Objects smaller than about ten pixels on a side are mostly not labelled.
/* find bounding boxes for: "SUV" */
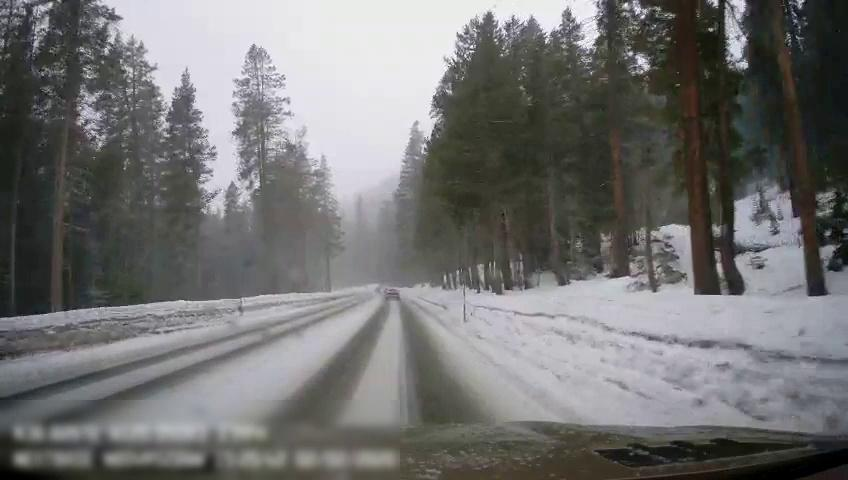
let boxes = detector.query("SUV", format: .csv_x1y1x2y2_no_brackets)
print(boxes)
384,287,401,301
